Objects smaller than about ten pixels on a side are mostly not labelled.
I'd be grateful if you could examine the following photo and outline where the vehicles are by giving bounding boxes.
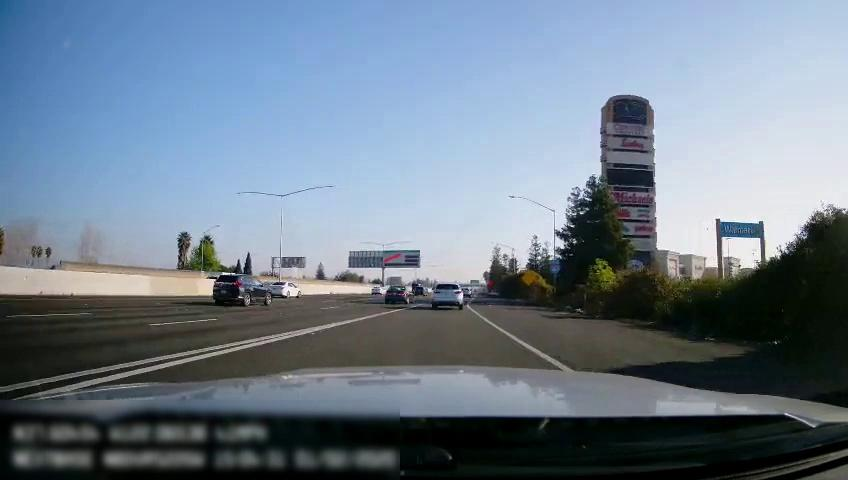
[431,282,465,311]
[212,272,272,308]
[205,275,220,280]
[371,286,383,296]
[460,287,472,298]
[414,286,430,297]
[270,281,304,300]
[384,284,417,305]
[411,284,421,294]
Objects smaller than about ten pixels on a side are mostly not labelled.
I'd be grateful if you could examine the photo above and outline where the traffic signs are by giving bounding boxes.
[523,271,535,286]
